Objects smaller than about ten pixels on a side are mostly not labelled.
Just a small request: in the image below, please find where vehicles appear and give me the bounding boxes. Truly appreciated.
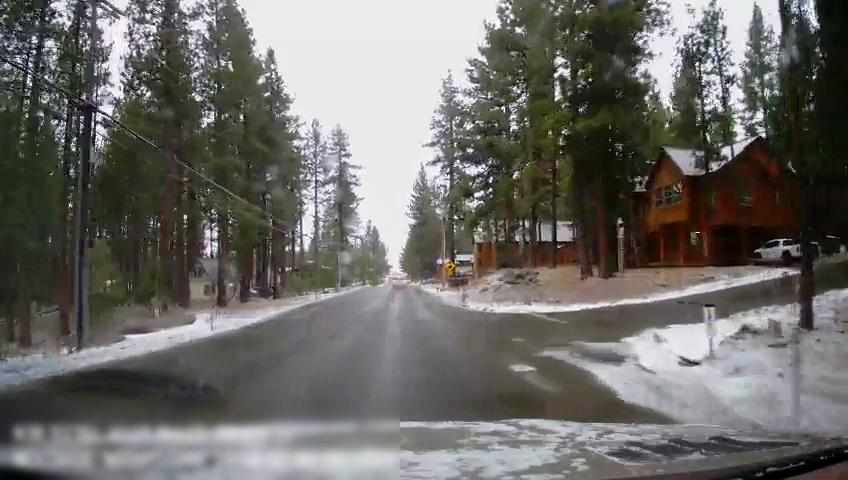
[391,276,404,289]
[752,238,819,267]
